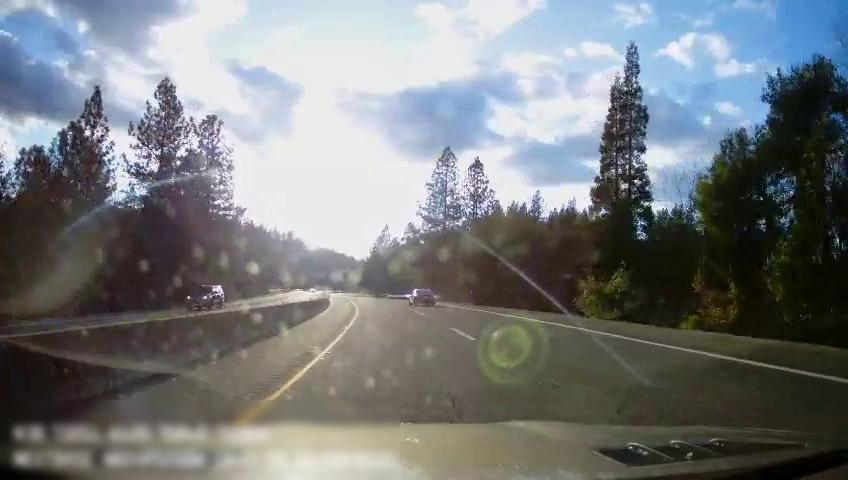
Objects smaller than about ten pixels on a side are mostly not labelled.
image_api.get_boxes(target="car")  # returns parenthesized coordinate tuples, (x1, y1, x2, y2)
(408, 287, 437, 308)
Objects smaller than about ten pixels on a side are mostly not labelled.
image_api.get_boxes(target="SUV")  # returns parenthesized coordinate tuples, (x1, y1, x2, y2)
(185, 284, 225, 311)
